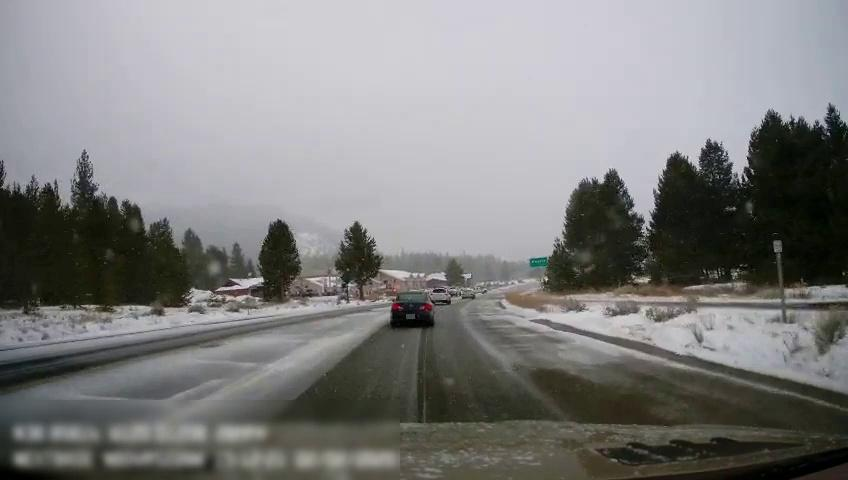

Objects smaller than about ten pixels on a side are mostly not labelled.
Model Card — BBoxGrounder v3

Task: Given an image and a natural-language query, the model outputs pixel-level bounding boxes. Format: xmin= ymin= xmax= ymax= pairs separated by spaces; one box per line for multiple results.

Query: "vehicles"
xmin=461 ymin=290 xmax=475 ymax=299
xmin=448 ymin=287 xmax=462 ymax=296
xmin=390 ymin=291 xmax=434 ymax=327
xmin=430 ymin=288 xmax=451 ymax=304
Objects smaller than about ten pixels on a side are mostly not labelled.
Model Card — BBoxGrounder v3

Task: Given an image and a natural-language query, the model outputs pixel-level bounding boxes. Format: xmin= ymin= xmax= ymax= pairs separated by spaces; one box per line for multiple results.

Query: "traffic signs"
xmin=529 ymin=257 xmax=548 ymax=268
